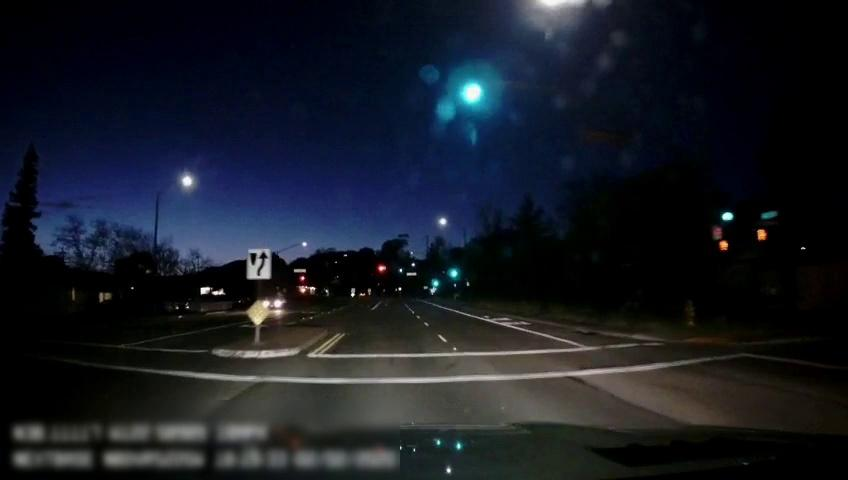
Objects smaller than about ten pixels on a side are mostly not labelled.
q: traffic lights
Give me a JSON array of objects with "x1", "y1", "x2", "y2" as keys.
[
  {"x1": 469, "y1": 75, "x2": 479, "y2": 101},
  {"x1": 722, "y1": 192, "x2": 734, "y2": 220}
]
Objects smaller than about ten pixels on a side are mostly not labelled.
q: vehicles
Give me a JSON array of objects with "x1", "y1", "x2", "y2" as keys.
[{"x1": 262, "y1": 297, "x2": 285, "y2": 311}]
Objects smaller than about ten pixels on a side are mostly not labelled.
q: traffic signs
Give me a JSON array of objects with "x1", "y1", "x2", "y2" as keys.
[
  {"x1": 246, "y1": 300, "x2": 269, "y2": 326},
  {"x1": 246, "y1": 249, "x2": 272, "y2": 279}
]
